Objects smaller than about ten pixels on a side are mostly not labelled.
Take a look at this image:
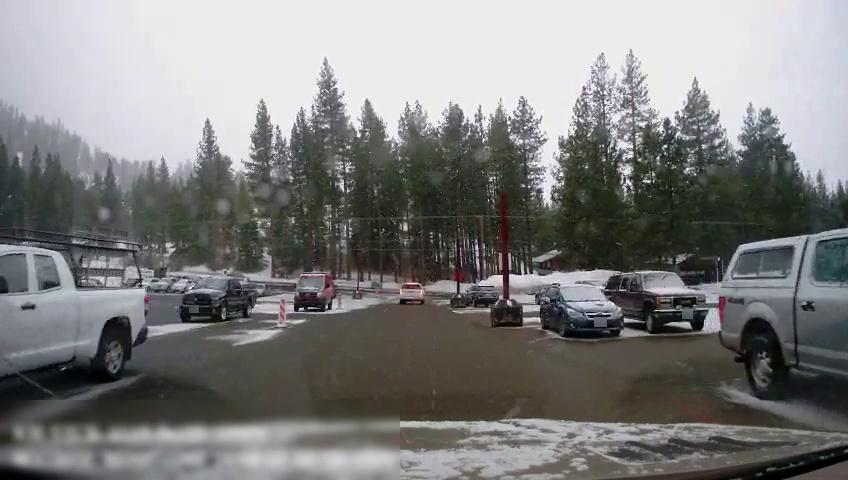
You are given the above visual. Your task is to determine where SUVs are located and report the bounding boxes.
[604,272,709,334]
[399,282,426,304]
[465,284,499,308]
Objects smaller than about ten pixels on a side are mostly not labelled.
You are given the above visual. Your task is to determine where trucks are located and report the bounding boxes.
[0,244,151,382]
[717,227,848,404]
[178,276,259,323]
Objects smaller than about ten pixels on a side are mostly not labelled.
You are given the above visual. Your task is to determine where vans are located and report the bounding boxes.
[293,273,335,313]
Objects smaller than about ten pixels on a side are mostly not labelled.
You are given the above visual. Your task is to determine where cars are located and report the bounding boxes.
[170,278,194,294]
[539,285,626,338]
[153,277,179,293]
